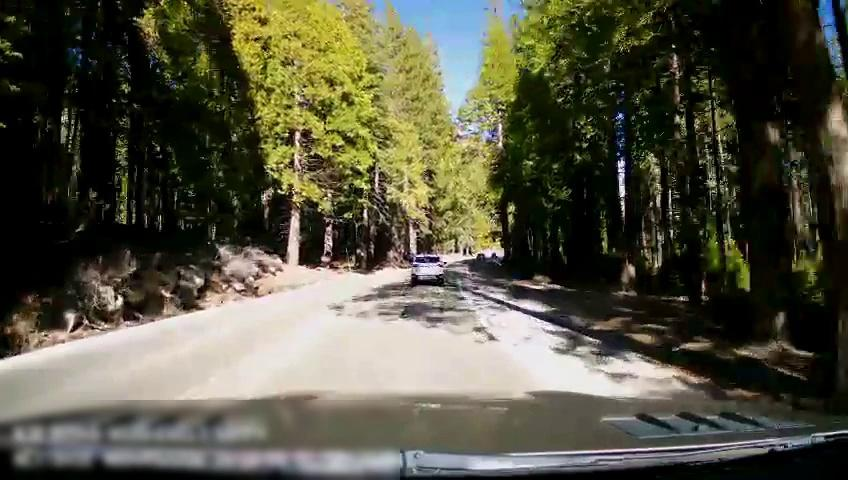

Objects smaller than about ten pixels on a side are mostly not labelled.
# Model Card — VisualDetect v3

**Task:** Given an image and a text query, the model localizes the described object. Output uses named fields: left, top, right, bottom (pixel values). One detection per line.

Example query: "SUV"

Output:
left=410, top=254, right=447, bottom=288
